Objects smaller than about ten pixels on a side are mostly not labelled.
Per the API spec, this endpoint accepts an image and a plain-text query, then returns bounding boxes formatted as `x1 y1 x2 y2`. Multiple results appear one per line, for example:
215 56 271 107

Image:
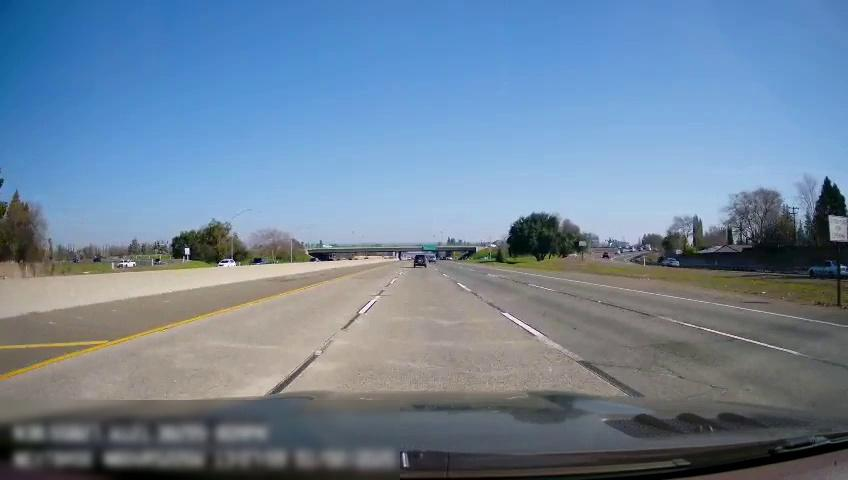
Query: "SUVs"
414 255 426 268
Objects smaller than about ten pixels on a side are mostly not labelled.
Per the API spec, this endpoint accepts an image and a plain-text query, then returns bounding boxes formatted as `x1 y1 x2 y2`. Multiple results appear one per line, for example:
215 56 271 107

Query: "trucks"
116 259 137 268
808 259 848 278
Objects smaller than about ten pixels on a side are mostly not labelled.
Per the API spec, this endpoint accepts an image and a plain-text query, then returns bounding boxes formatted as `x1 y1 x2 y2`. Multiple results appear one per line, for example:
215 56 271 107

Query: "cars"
217 259 236 267
250 257 265 265
662 258 679 267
